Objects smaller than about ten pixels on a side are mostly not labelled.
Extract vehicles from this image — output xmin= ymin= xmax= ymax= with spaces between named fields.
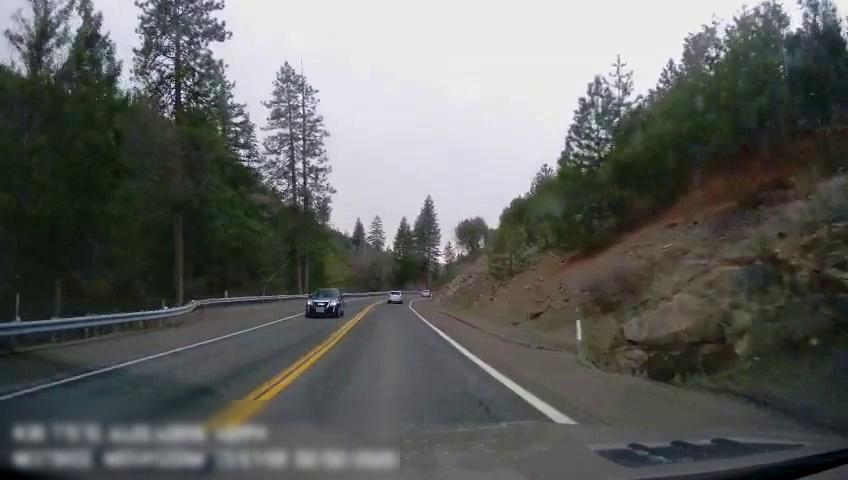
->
xmin=421 ymin=289 xmax=431 ymax=298
xmin=305 ymin=288 xmax=345 ymax=318
xmin=387 ymin=290 xmax=403 ymax=304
